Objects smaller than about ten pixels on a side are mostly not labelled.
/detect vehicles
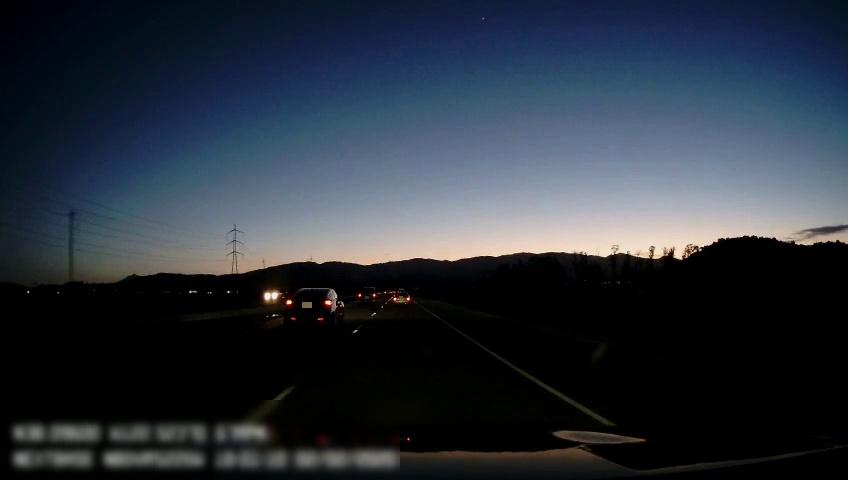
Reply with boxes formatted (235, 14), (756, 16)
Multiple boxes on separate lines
(259, 288), (281, 306)
(280, 287), (346, 333)
(358, 288), (378, 304)
(394, 290), (413, 305)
